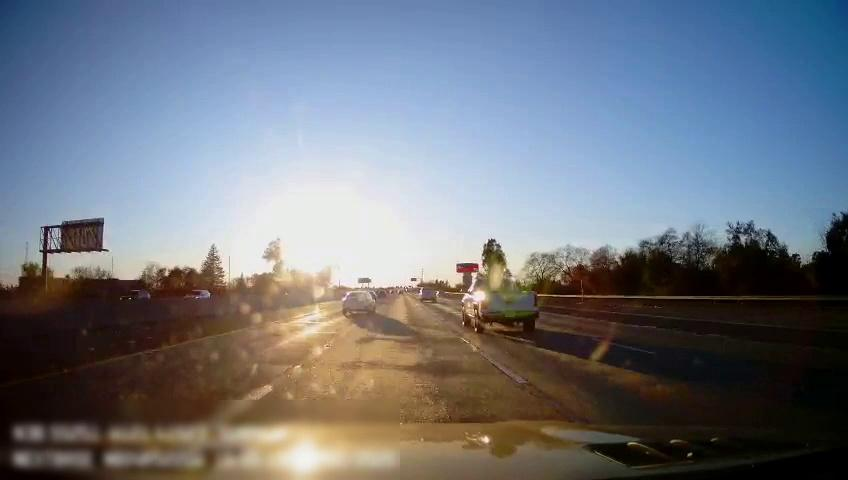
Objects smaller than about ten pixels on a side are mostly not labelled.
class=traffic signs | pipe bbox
[357,276,372,284]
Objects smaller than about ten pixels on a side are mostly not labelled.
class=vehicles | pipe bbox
[341,290,377,317]
[461,278,539,336]
[184,289,212,301]
[377,289,389,298]
[419,287,437,302]
[368,290,378,302]
[119,289,152,302]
